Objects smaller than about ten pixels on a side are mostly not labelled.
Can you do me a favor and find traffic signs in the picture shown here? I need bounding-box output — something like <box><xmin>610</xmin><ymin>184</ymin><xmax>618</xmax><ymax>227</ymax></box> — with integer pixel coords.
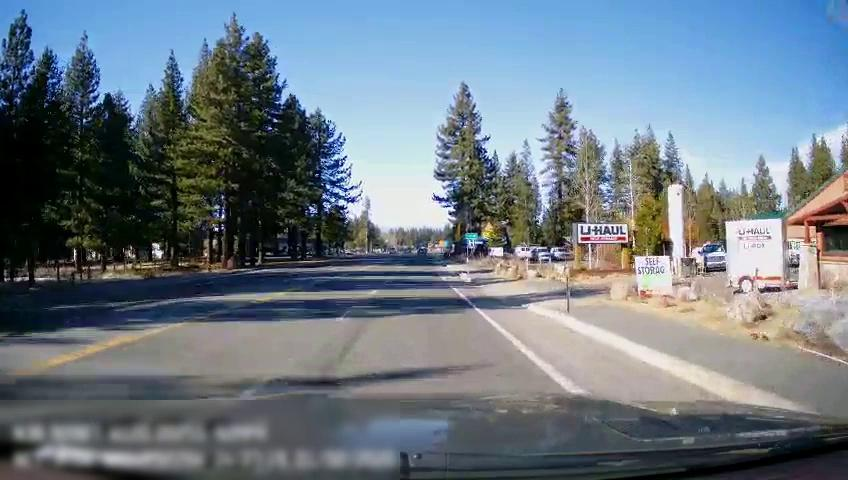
<box><xmin>465</xmin><ymin>232</ymin><xmax>480</xmax><ymax>240</ymax></box>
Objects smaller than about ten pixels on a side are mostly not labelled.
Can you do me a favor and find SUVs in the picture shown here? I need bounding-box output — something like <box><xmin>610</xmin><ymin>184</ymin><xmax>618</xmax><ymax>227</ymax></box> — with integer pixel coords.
<box><xmin>513</xmin><ymin>247</ymin><xmax>534</xmax><ymax>262</ymax></box>
<box><xmin>689</xmin><ymin>244</ymin><xmax>728</xmax><ymax>272</ymax></box>
<box><xmin>533</xmin><ymin>247</ymin><xmax>554</xmax><ymax>263</ymax></box>
<box><xmin>550</xmin><ymin>247</ymin><xmax>568</xmax><ymax>262</ymax></box>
